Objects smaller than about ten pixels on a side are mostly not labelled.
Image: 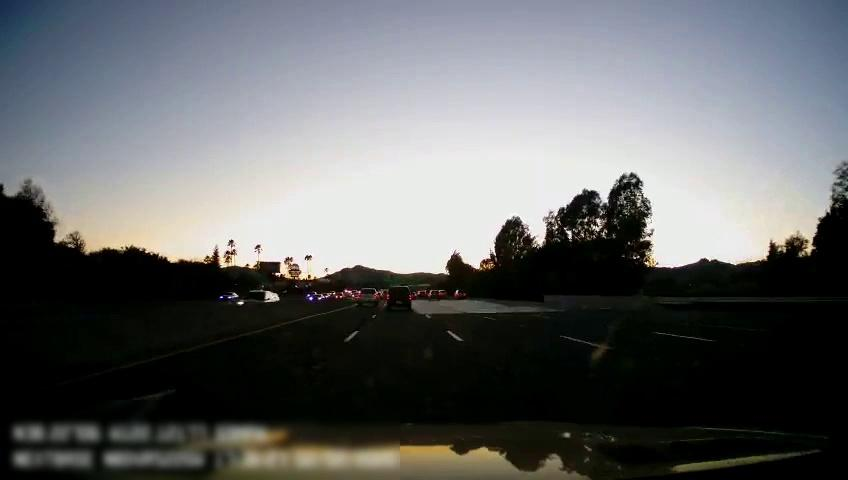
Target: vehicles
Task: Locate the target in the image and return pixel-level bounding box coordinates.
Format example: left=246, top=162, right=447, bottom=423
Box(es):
left=385, top=284, right=413, bottom=312
left=235, top=290, right=280, bottom=307
left=218, top=292, right=239, bottom=301
left=454, top=288, right=466, bottom=299
left=309, top=293, right=326, bottom=302
left=427, top=289, right=440, bottom=301
left=357, top=287, right=379, bottom=306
